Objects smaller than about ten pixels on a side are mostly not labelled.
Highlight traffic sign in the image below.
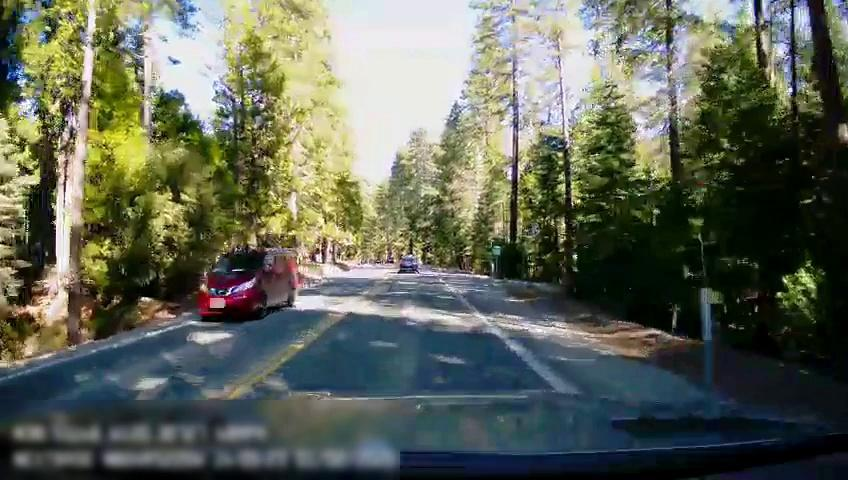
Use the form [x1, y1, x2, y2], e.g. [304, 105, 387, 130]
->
[492, 244, 503, 257]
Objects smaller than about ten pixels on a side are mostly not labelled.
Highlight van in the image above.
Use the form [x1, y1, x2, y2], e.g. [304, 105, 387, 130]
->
[194, 247, 298, 320]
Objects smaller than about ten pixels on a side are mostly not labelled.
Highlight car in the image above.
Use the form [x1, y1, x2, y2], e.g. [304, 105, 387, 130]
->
[398, 255, 420, 273]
